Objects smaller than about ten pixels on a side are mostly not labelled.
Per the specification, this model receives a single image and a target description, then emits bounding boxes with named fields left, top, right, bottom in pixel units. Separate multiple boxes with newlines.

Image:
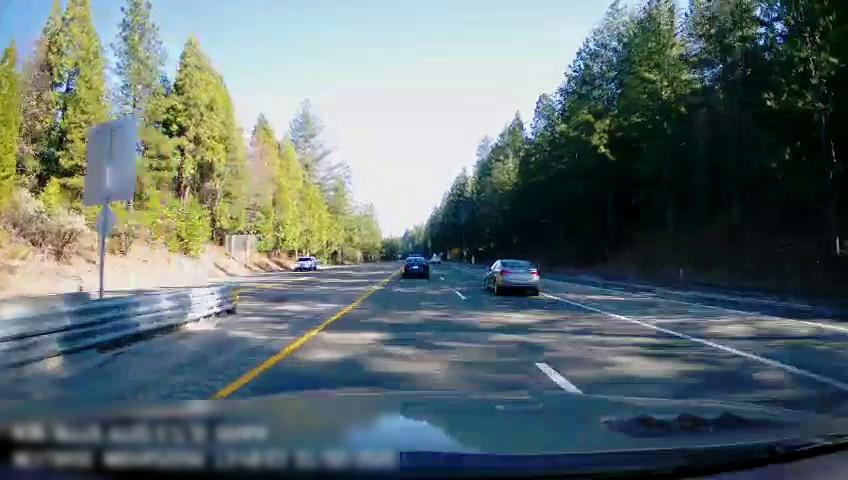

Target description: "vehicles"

left=404, top=255, right=431, bottom=279
left=429, top=255, right=442, bottom=265
left=481, top=258, right=541, bottom=298
left=290, top=256, right=316, bottom=272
